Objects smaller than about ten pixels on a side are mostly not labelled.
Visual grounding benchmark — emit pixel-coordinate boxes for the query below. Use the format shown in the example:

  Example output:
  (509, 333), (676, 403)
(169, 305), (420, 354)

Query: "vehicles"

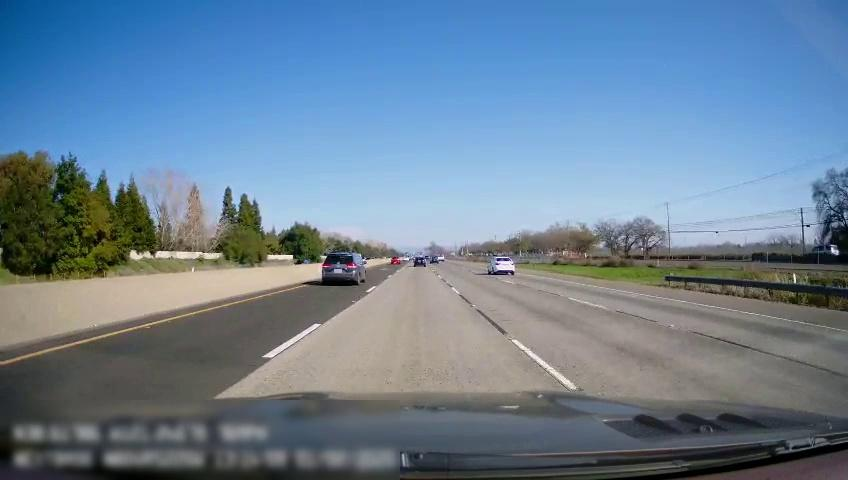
(487, 256), (516, 275)
(320, 251), (368, 286)
(808, 244), (839, 259)
(413, 256), (427, 268)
